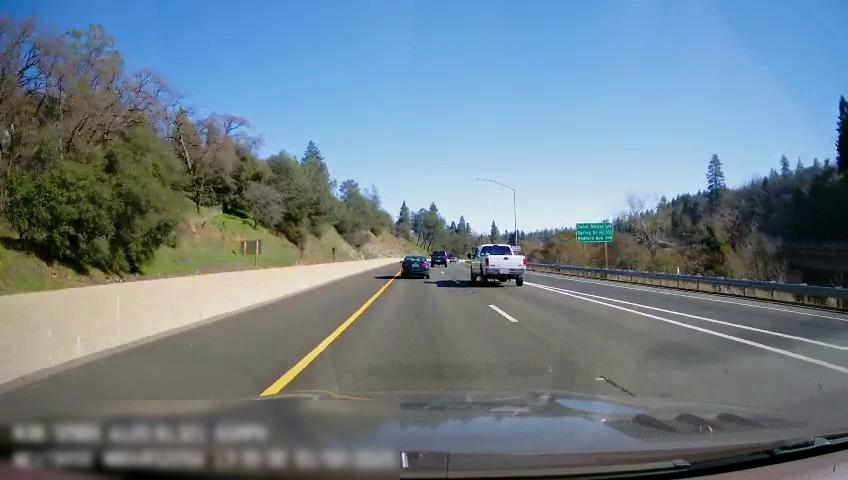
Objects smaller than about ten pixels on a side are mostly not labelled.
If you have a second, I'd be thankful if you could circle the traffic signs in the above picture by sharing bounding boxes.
[574,223,614,243]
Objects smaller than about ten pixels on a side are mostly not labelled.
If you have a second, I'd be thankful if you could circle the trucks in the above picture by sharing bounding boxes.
[430,250,449,267]
[468,243,528,287]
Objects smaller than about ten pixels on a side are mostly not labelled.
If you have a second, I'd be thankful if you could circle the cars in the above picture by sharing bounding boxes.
[400,254,433,280]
